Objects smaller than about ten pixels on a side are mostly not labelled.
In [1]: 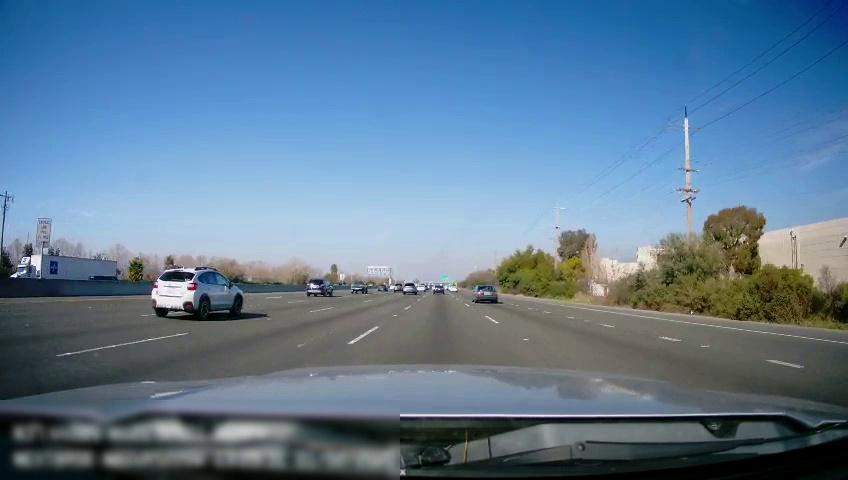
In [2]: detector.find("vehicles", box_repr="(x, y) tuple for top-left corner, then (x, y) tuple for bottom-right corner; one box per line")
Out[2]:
(150, 267), (244, 322)
(7, 253), (119, 281)
(471, 284), (498, 304)
(402, 283), (418, 296)
(432, 285), (445, 295)
(393, 283), (404, 293)
(414, 283), (426, 292)
(377, 283), (387, 292)
(87, 275), (118, 281)
(307, 278), (334, 297)
(350, 280), (368, 294)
